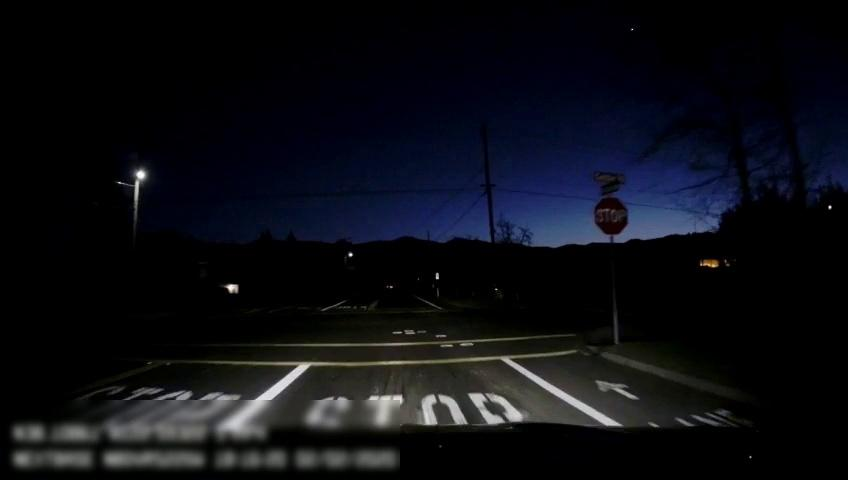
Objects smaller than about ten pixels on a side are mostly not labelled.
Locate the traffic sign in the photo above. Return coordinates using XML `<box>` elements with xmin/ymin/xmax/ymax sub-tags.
<box><xmin>595</xmin><ymin>196</ymin><xmax>629</xmax><ymax>235</ymax></box>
